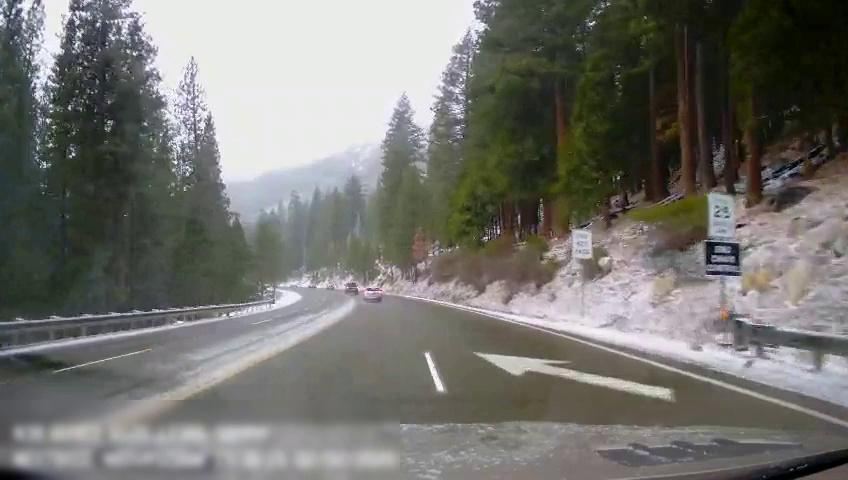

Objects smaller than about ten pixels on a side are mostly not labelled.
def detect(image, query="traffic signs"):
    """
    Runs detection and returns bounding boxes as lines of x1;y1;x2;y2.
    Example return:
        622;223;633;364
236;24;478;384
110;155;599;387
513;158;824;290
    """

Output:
570;228;594;260
703;239;742;278
707;191;737;239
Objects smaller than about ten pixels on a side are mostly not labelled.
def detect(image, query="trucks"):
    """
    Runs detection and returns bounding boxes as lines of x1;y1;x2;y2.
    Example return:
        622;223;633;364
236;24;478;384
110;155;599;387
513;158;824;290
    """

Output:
344;282;359;295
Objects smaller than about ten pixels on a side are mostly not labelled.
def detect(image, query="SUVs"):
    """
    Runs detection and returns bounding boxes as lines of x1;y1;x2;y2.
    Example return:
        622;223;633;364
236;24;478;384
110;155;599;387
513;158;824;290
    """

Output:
362;286;383;303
